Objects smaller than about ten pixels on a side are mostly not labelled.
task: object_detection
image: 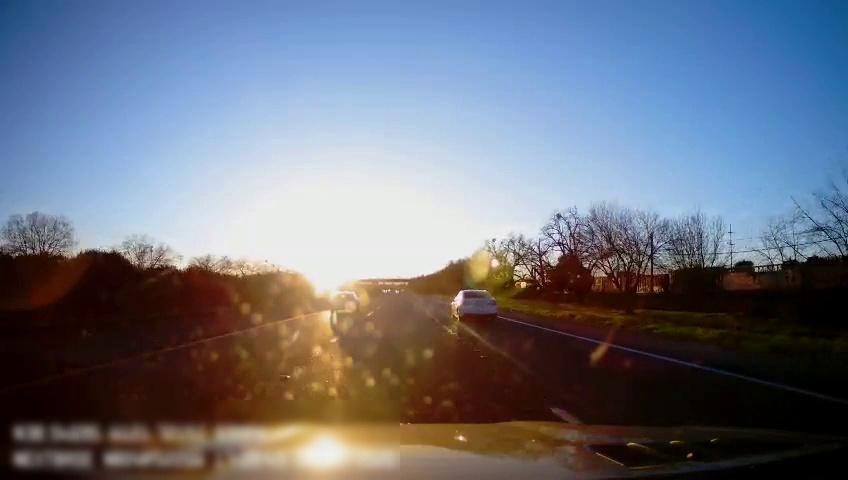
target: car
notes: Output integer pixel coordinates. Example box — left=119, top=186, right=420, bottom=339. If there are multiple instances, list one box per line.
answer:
left=451, top=290, right=497, bottom=320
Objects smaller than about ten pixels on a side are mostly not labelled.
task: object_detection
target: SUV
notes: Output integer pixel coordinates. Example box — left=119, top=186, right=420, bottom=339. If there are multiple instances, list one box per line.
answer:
left=331, top=291, right=360, bottom=316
